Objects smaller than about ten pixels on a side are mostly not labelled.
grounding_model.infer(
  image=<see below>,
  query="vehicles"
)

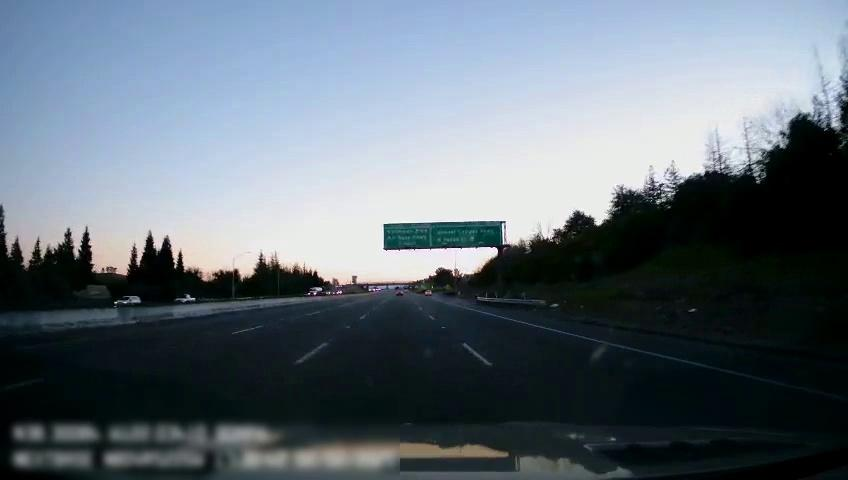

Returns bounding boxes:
[308,287,323,296]
[173,293,197,305]
[112,295,142,309]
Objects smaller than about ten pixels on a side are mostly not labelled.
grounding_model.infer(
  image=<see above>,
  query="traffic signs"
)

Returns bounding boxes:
[383,222,503,249]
